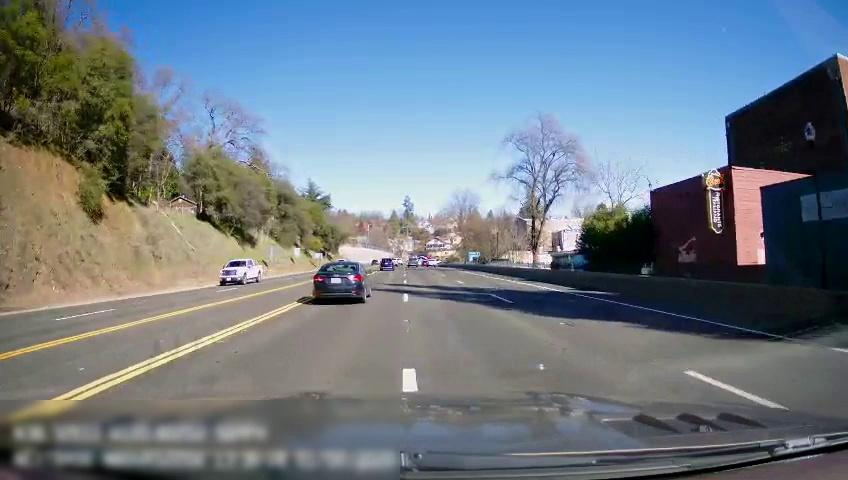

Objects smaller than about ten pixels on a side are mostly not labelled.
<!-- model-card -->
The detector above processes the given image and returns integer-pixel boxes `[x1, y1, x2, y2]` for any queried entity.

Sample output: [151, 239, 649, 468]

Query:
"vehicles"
[427, 257, 439, 266]
[379, 258, 395, 271]
[218, 258, 265, 286]
[407, 257, 419, 266]
[312, 261, 373, 304]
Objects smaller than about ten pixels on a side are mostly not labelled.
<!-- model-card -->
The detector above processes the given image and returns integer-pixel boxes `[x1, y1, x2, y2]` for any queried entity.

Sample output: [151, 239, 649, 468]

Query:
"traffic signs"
[464, 251, 480, 257]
